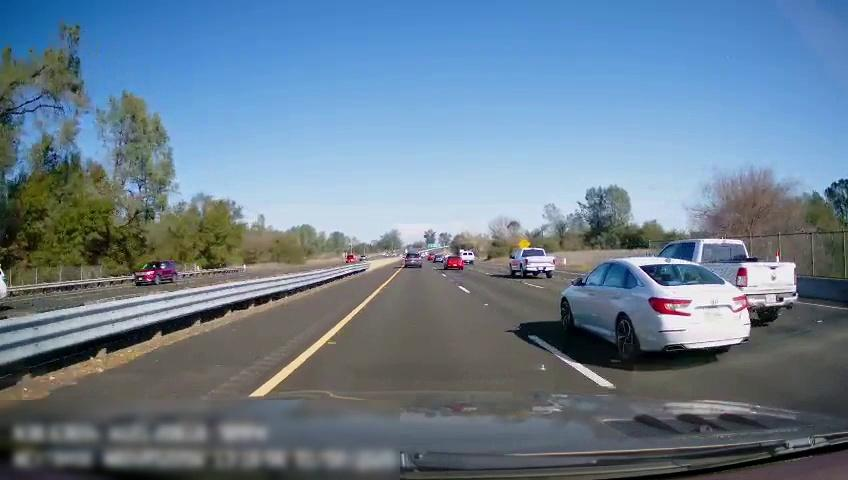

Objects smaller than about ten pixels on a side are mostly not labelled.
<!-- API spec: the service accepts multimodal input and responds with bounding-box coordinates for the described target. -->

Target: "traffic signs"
[518,238,530,251]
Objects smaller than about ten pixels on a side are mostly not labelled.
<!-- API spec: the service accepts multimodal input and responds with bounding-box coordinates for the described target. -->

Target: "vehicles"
[558,257,751,365]
[509,247,556,279]
[133,260,178,286]
[646,239,799,329]
[0,264,9,303]
[459,251,475,264]
[443,255,465,271]
[405,253,423,268]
